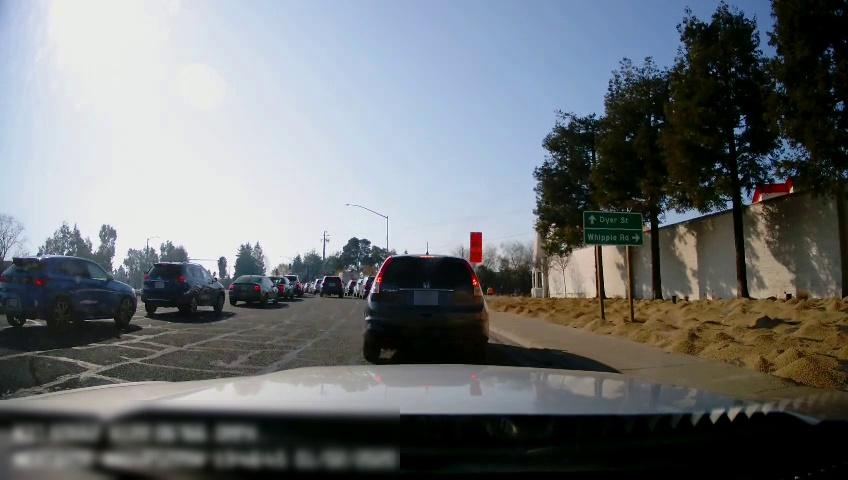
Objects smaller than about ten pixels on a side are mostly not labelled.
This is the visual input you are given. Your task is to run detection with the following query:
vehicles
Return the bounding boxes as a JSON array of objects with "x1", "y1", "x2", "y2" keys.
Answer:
[
  {"x1": 318, "y1": 275, "x2": 345, "y2": 300},
  {"x1": 312, "y1": 278, "x2": 322, "y2": 294},
  {"x1": 229, "y1": 275, "x2": 281, "y2": 309},
  {"x1": 352, "y1": 279, "x2": 364, "y2": 297},
  {"x1": 345, "y1": 279, "x2": 357, "y2": 297},
  {"x1": 339, "y1": 271, "x2": 358, "y2": 282},
  {"x1": 359, "y1": 277, "x2": 376, "y2": 300},
  {"x1": 0, "y1": 256, "x2": 137, "y2": 333},
  {"x1": 364, "y1": 254, "x2": 491, "y2": 365},
  {"x1": 267, "y1": 276, "x2": 296, "y2": 301},
  {"x1": 140, "y1": 261, "x2": 226, "y2": 319},
  {"x1": 285, "y1": 275, "x2": 304, "y2": 298}
]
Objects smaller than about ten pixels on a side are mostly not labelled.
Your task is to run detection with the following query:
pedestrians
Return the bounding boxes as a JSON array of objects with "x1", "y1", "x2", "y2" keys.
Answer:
[{"x1": 486, "y1": 283, "x2": 495, "y2": 296}]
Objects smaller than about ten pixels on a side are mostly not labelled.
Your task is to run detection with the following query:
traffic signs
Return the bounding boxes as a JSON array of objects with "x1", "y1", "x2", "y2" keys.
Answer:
[
  {"x1": 586, "y1": 211, "x2": 648, "y2": 246},
  {"x1": 470, "y1": 231, "x2": 484, "y2": 264}
]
